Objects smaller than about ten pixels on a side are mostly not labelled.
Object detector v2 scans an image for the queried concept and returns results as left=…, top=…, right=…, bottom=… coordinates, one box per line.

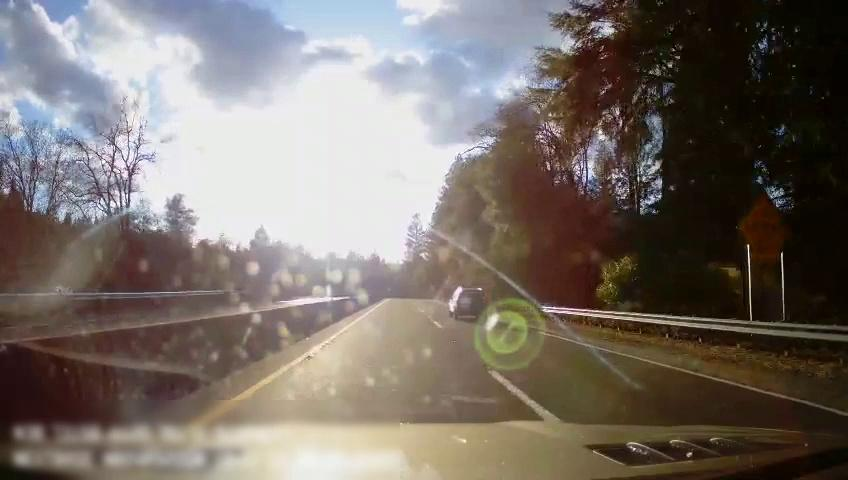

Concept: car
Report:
left=448, top=285, right=486, bottom=320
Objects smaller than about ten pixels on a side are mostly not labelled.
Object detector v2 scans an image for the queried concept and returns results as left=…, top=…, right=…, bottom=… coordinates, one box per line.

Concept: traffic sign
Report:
left=737, top=193, right=790, bottom=261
